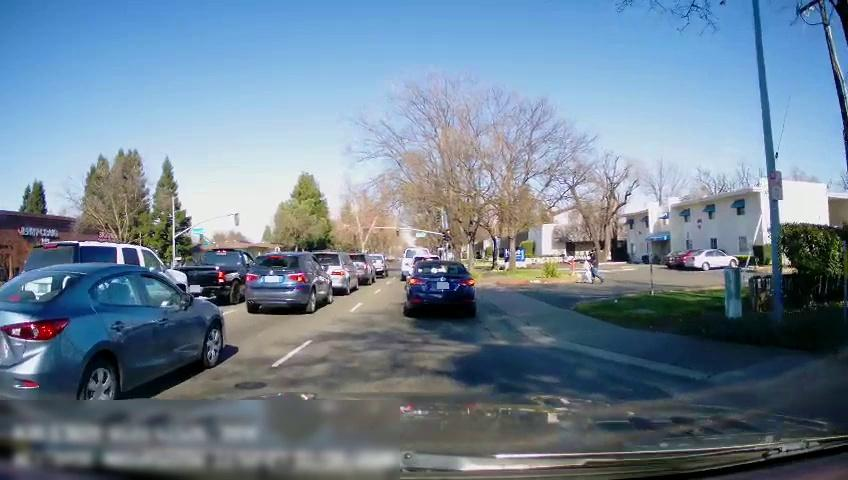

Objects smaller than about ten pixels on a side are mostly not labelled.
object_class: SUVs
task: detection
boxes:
[244,252,333,317]
[400,247,433,281]
[23,239,189,294]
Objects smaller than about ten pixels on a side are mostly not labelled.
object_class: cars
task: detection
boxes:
[407,255,440,277]
[349,252,376,287]
[311,252,359,297]
[368,253,389,278]
[404,261,477,316]
[0,262,225,410]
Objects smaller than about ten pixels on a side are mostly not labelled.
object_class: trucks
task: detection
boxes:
[172,248,254,305]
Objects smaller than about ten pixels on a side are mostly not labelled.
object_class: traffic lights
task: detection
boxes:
[232,209,240,227]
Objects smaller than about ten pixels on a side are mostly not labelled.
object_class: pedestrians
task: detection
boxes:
[588,246,605,285]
